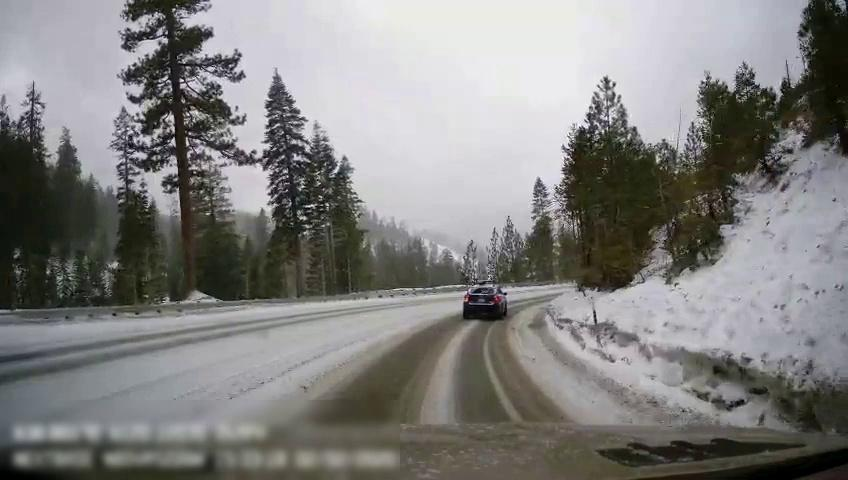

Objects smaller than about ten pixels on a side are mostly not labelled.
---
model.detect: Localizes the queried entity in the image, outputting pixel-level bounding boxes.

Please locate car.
[462,280,509,322]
